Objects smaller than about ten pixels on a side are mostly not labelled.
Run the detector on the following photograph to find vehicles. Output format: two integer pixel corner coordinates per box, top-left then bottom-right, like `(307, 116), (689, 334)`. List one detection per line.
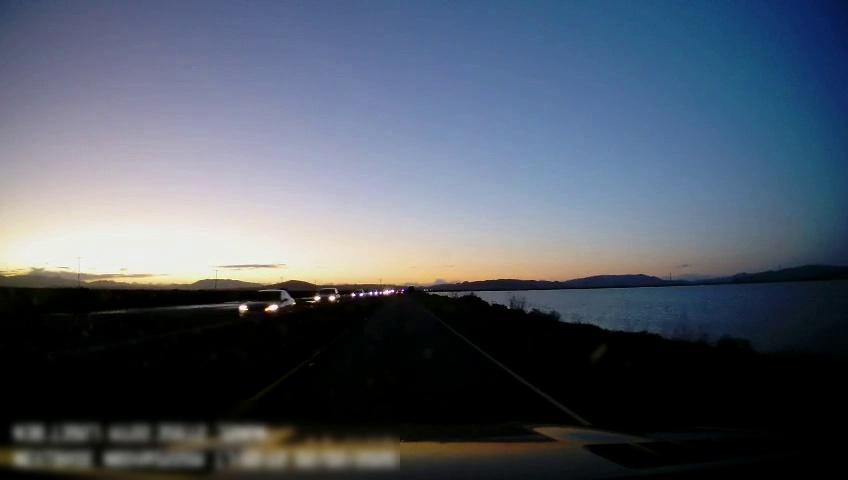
(352, 290), (365, 300)
(313, 288), (341, 307)
(238, 289), (297, 320)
